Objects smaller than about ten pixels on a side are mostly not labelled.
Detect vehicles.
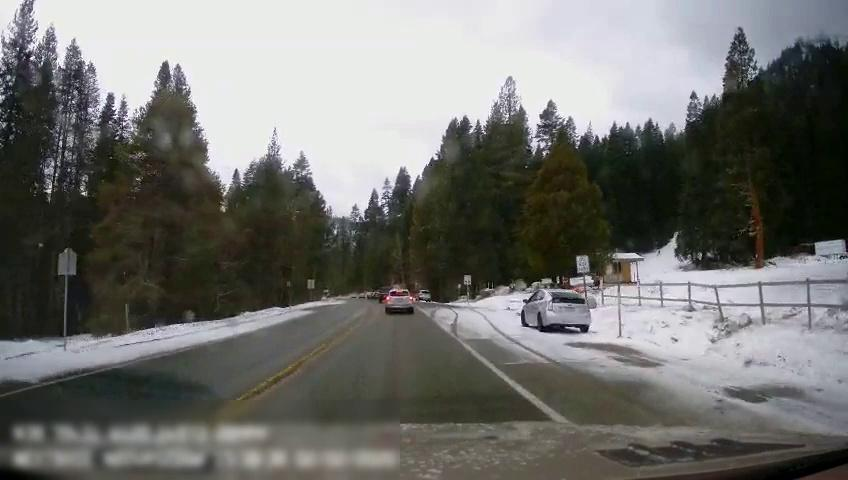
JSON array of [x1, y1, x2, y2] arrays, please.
[[385, 289, 414, 314], [378, 287, 395, 303], [415, 290, 431, 302], [521, 289, 591, 333]]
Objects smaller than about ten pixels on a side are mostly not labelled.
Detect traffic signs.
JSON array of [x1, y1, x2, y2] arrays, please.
[[576, 255, 590, 273]]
